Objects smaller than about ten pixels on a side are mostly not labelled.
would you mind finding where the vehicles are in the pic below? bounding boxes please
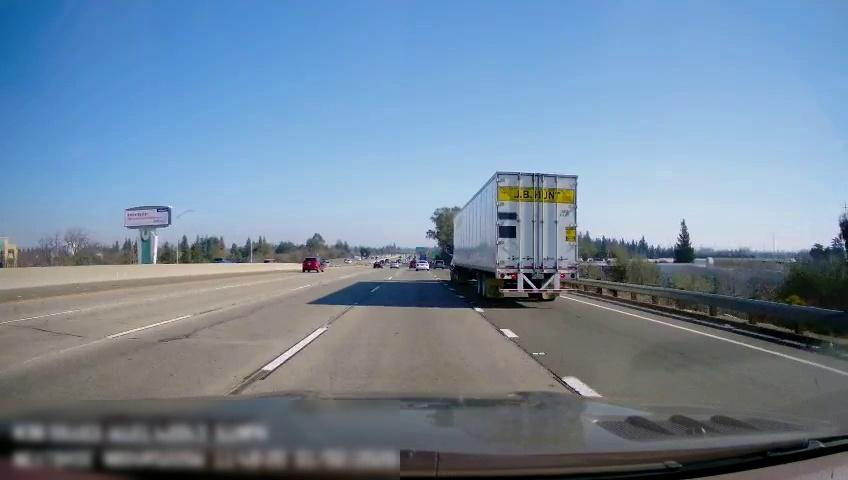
[432,259,445,270]
[414,259,431,271]
[444,170,581,305]
[301,256,326,274]
[210,256,242,264]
